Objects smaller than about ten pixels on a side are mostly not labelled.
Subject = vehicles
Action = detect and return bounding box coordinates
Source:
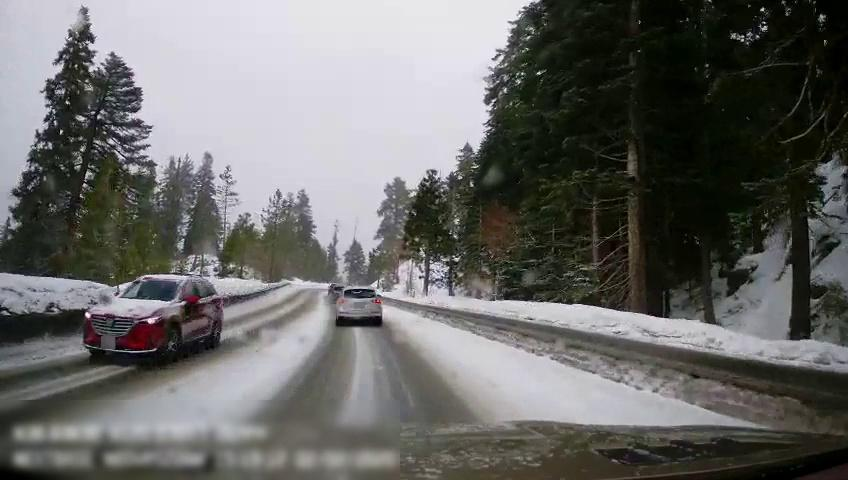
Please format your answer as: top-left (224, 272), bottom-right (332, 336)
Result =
top-left (328, 283), bottom-right (341, 297)
top-left (83, 274), bottom-right (224, 363)
top-left (331, 286), bottom-right (346, 303)
top-left (334, 286), bottom-right (383, 326)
